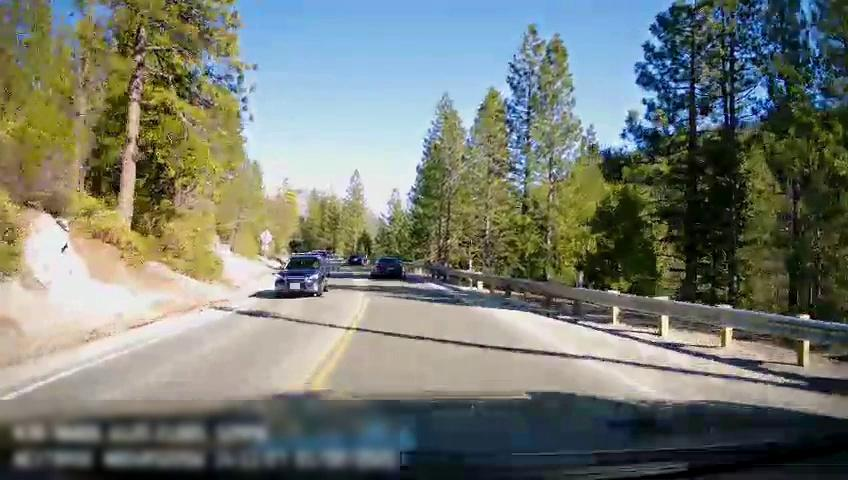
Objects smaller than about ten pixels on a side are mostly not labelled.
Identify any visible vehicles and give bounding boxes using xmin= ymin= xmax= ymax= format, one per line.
xmin=347 ymin=255 xmax=362 ymax=266
xmin=304 ymin=251 xmax=330 ymax=273
xmin=273 ymin=256 xmax=328 ymax=299
xmin=374 ymin=257 xmax=404 ymax=279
